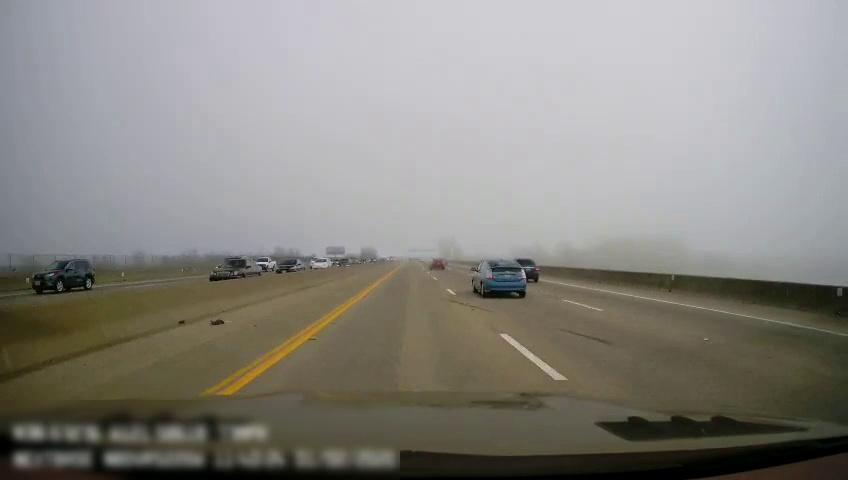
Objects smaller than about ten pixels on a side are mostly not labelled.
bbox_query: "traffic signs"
[408,248,434,253]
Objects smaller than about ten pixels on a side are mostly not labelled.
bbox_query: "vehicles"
[207,257,263,283]
[312,257,333,270]
[429,259,447,271]
[470,258,528,298]
[253,256,277,273]
[513,258,541,283]
[273,258,307,275]
[336,258,351,268]
[31,258,96,295]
